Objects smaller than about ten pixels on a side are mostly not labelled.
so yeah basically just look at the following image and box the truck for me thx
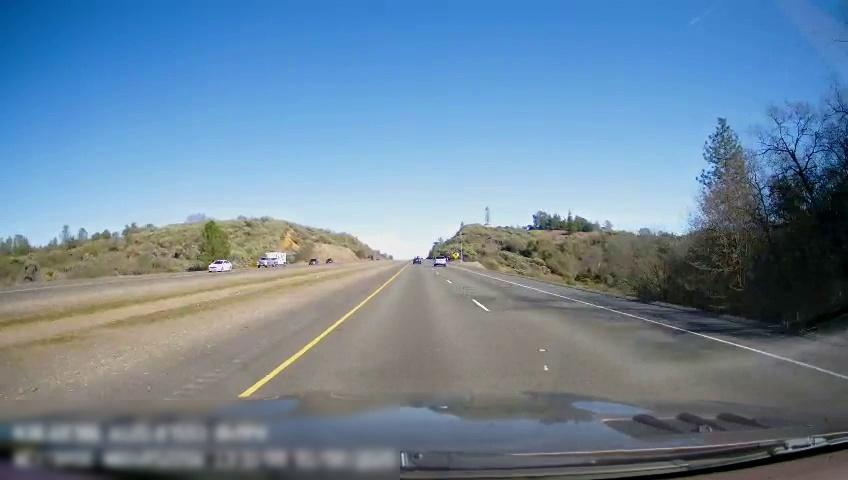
[256,252,287,269]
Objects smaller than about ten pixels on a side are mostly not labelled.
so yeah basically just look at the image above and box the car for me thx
[208,259,233,273]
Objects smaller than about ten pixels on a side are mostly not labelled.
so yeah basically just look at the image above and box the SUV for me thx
[433,256,447,267]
